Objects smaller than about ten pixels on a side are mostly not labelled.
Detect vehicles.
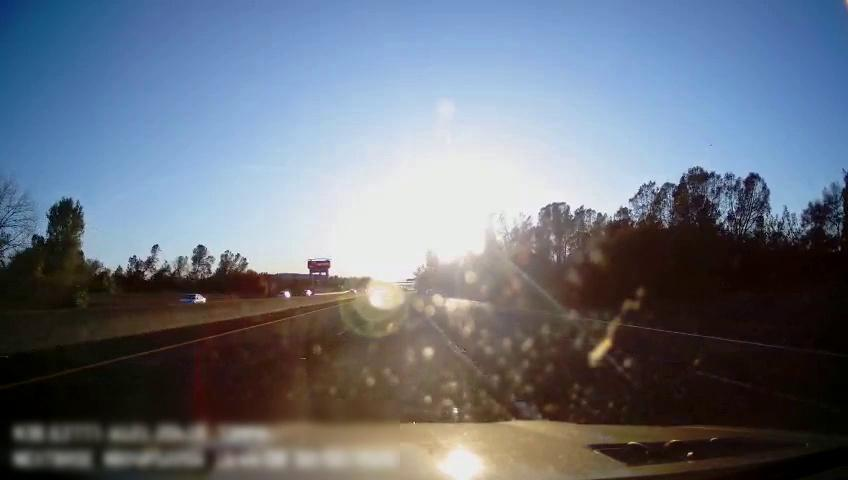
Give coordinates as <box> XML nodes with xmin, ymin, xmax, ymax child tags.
<box><xmin>276</xmin><ymin>291</ymin><xmax>291</xmax><ymax>299</ymax></box>
<box><xmin>301</xmin><ymin>289</ymin><xmax>313</xmax><ymax>296</ymax></box>
<box><xmin>177</xmin><ymin>293</ymin><xmax>206</xmax><ymax>306</ymax></box>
